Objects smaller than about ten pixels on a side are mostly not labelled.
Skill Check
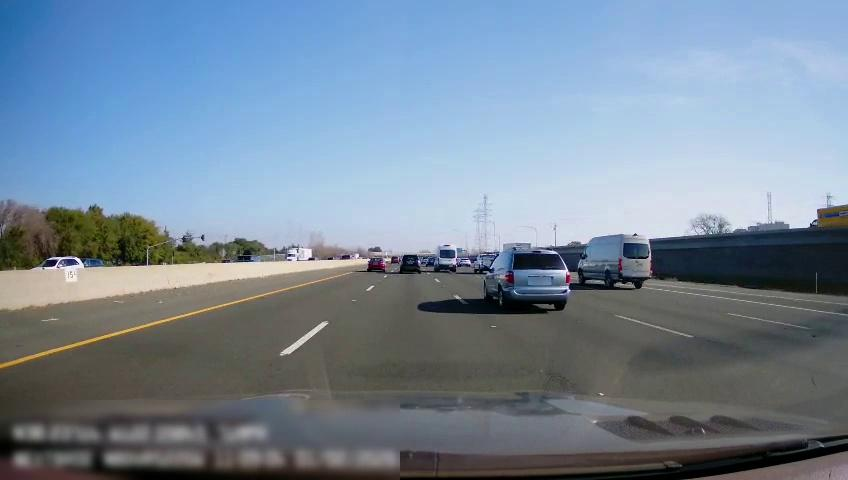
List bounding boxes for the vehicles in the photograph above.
[480,245,573,312]
[30,255,85,271]
[808,204,848,229]
[367,257,389,273]
[286,246,313,262]
[473,252,500,275]
[433,243,458,273]
[399,254,422,274]
[426,256,436,267]
[576,232,652,290]
[501,242,531,252]
[77,257,105,268]
[236,255,255,263]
